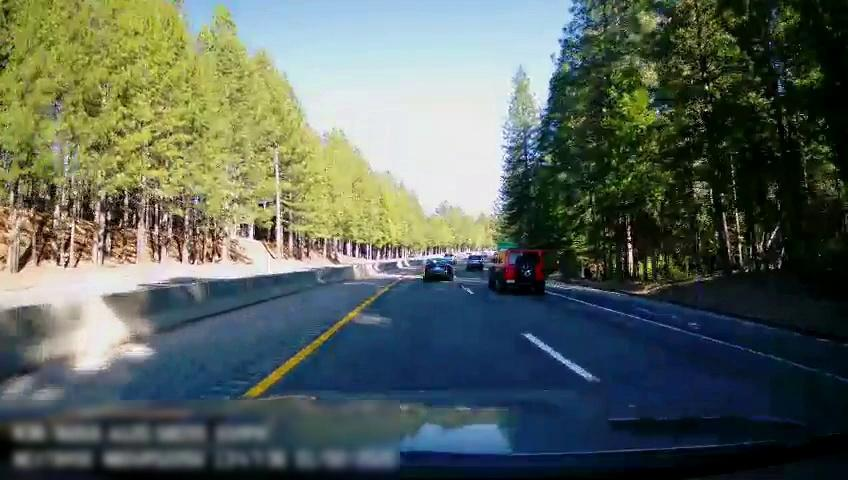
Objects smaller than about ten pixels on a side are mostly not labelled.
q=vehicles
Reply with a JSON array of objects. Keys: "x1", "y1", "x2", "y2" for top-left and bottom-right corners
[
  {"x1": 423, "y1": 255, "x2": 454, "y2": 283},
  {"x1": 444, "y1": 253, "x2": 457, "y2": 265},
  {"x1": 488, "y1": 248, "x2": 545, "y2": 295},
  {"x1": 465, "y1": 256, "x2": 483, "y2": 272}
]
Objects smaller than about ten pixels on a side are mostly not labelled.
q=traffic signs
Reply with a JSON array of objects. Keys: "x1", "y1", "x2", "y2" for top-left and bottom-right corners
[{"x1": 496, "y1": 240, "x2": 519, "y2": 252}]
